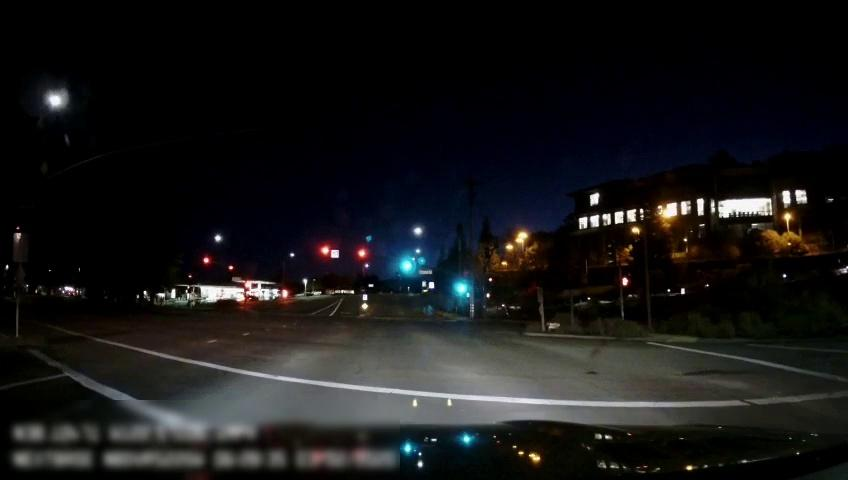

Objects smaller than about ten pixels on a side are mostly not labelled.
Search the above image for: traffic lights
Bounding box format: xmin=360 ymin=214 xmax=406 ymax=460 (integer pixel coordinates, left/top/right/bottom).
xmin=321 ymin=246 xmax=329 ymax=261
xmin=621 ymin=275 xmax=630 ymax=288
xmin=456 ymin=277 xmax=466 ymax=294
xmin=606 ymin=245 xmax=616 ymax=267
xmin=403 ymin=254 xmax=411 ymax=270
xmin=359 ymin=249 xmax=367 ymax=264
